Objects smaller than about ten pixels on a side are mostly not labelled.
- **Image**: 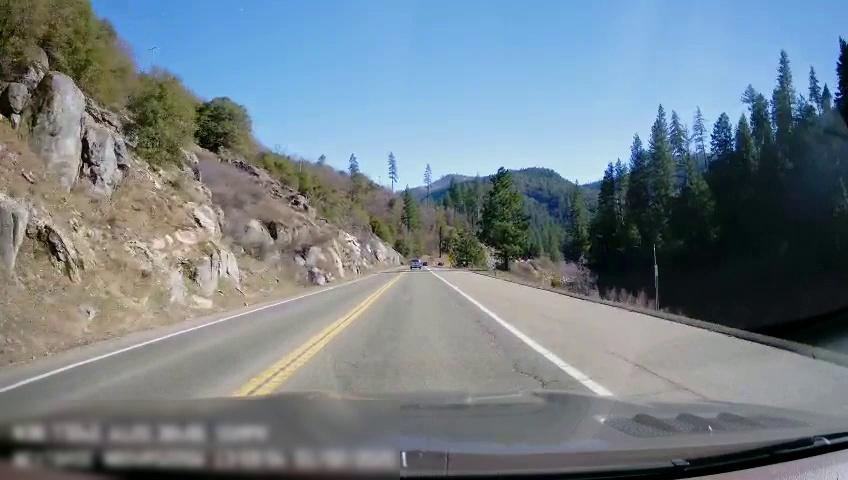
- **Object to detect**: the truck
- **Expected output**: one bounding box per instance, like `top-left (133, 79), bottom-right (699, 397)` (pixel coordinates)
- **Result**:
top-left (410, 260), bottom-right (421, 270)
